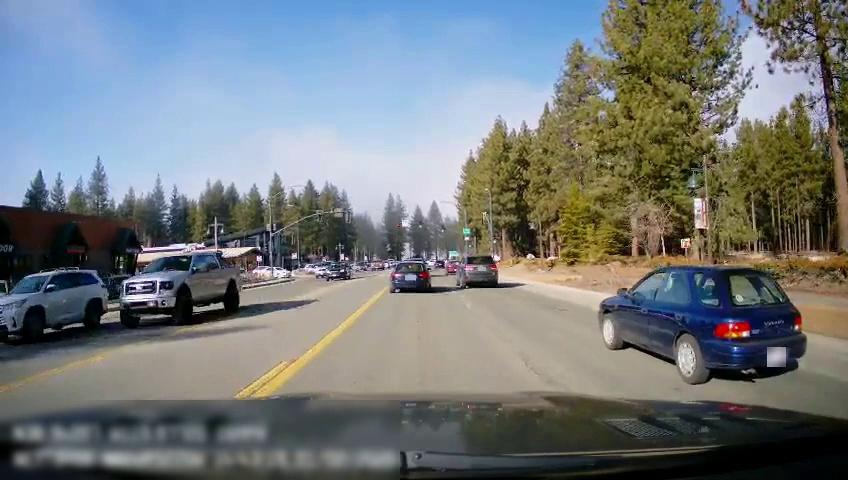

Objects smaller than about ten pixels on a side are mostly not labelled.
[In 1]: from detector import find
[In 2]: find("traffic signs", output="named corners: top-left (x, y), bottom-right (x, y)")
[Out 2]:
top-left (463, 226), bottom-right (472, 237)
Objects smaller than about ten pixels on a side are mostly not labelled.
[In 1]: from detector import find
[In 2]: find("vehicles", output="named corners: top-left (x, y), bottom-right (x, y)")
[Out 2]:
top-left (389, 260), bottom-right (432, 294)
top-left (98, 273), bottom-right (132, 300)
top-left (119, 255), bottom-right (241, 328)
top-left (445, 257), bottom-right (463, 273)
top-left (265, 266), bottom-right (291, 279)
top-left (456, 255), bottom-right (498, 289)
top-left (598, 264), bottom-right (808, 384)
top-left (0, 270), bottom-right (108, 339)
top-left (314, 265), bottom-right (330, 279)
top-left (370, 262), bottom-right (384, 272)
top-left (325, 264), bottom-right (352, 280)
top-left (433, 259), bottom-right (445, 269)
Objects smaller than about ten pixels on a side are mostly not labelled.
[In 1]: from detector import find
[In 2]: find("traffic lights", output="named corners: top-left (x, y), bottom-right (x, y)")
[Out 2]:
top-left (312, 212), bottom-right (320, 224)
top-left (344, 209), bottom-right (353, 224)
